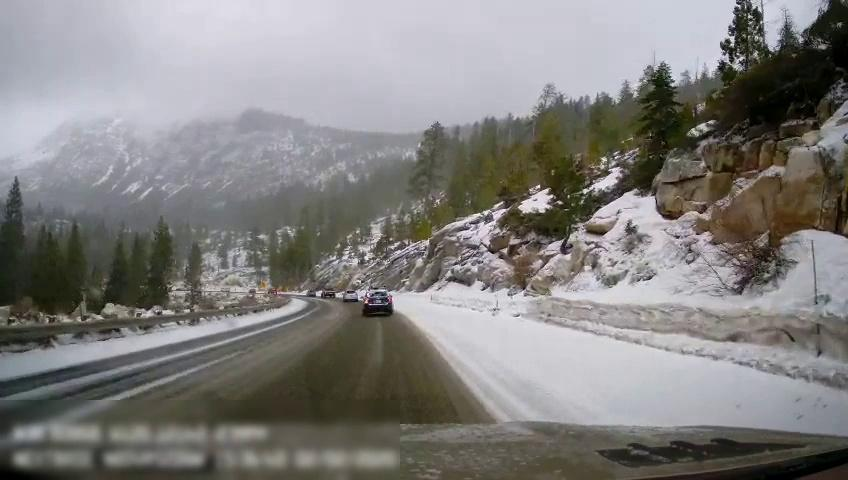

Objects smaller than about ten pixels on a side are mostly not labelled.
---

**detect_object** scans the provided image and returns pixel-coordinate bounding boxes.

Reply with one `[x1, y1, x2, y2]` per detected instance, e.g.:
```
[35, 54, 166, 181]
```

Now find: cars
[342, 289, 359, 303]
[360, 284, 394, 318]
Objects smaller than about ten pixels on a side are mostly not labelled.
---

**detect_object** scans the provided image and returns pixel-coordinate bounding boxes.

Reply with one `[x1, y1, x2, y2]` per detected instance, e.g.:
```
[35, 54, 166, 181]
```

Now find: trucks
[321, 287, 336, 299]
